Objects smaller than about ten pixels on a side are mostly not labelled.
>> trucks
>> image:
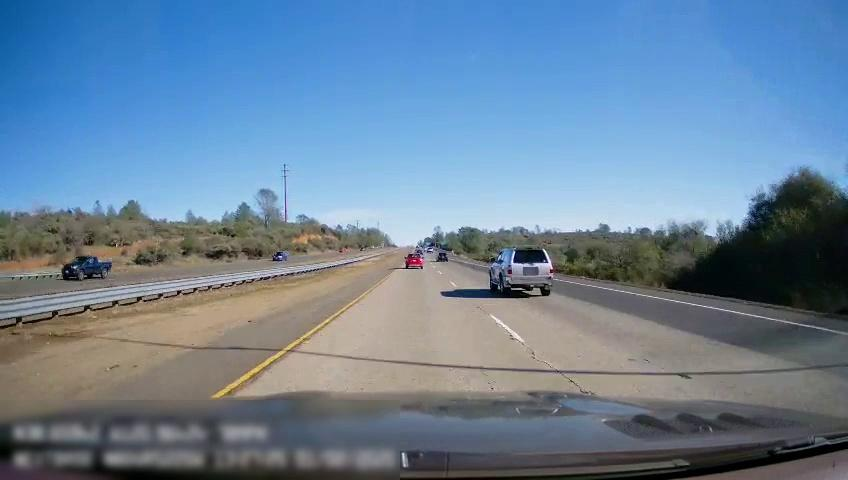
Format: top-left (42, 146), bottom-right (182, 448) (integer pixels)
top-left (60, 256), bottom-right (113, 282)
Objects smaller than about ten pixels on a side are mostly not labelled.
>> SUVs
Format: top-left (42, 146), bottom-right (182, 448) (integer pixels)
top-left (487, 246), bottom-right (555, 297)
top-left (271, 250), bottom-right (288, 263)
top-left (437, 252), bottom-right (449, 263)
top-left (405, 252), bottom-right (424, 269)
